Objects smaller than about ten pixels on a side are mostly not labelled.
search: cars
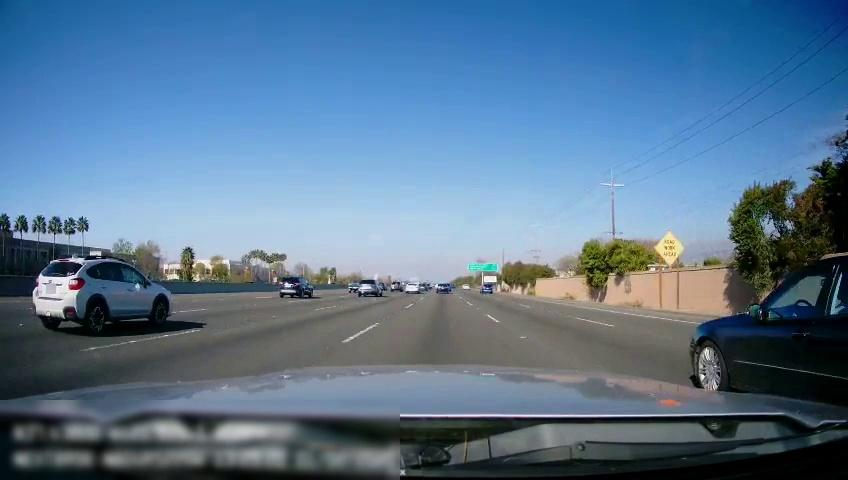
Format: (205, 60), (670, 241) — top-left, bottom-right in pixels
(403, 280), (421, 295)
(688, 254), (848, 409)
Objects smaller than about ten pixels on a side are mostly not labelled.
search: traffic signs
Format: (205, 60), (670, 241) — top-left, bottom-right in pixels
(653, 231), (685, 265)
(483, 275), (497, 283)
(467, 262), (498, 273)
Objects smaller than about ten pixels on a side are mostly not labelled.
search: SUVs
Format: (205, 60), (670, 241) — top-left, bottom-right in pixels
(31, 254), (175, 337)
(279, 277), (314, 299)
(436, 283), (450, 295)
(479, 283), (493, 294)
(391, 281), (403, 293)
(357, 279), (383, 297)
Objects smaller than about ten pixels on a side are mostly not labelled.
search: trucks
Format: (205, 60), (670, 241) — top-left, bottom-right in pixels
(347, 280), (362, 294)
